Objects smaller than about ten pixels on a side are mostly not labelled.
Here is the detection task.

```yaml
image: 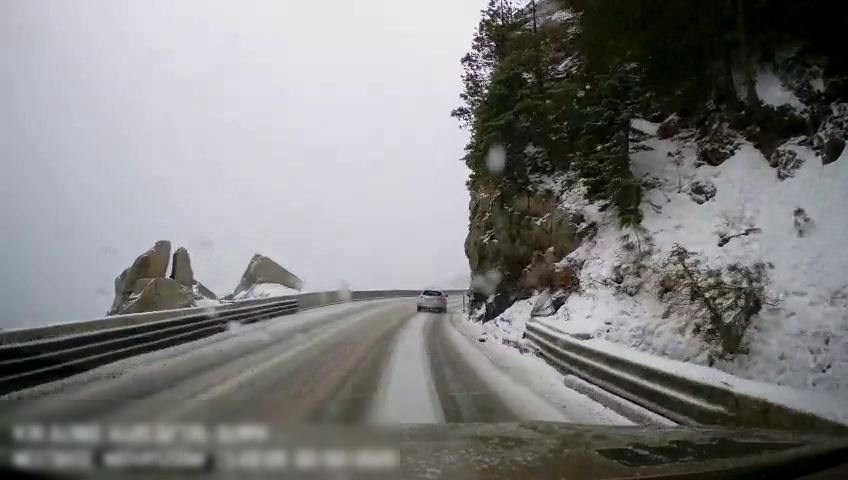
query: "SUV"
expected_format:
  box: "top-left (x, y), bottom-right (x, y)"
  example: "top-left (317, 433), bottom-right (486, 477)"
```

top-left (416, 288), bottom-right (449, 313)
